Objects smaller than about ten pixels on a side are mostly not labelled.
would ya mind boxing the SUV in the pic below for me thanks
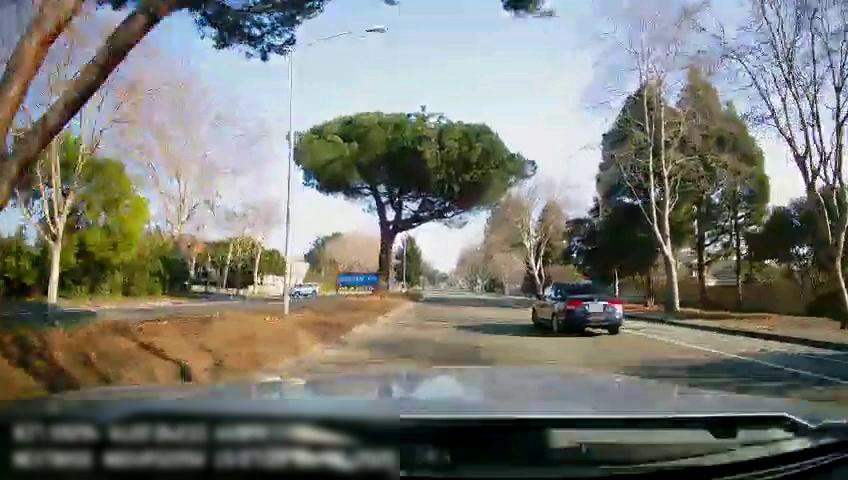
[287,282,321,297]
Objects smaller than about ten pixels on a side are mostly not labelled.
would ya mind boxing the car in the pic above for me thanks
[530,281,625,339]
